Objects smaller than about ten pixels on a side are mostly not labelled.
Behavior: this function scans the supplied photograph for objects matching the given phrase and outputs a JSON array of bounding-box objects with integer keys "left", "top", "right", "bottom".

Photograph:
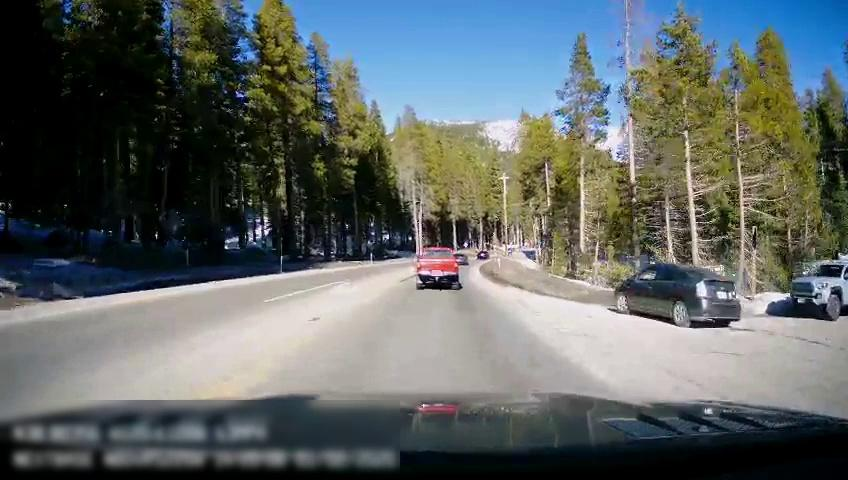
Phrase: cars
[
  {"left": 478, "top": 249, "right": 490, "bottom": 260},
  {"left": 454, "top": 252, "right": 469, "bottom": 266},
  {"left": 613, "top": 260, "right": 743, "bottom": 327}
]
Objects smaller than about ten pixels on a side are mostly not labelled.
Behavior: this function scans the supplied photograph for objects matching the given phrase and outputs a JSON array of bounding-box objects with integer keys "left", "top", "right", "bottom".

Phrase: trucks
[
  {"left": 790, "top": 259, "right": 848, "bottom": 323},
  {"left": 414, "top": 247, "right": 461, "bottom": 292}
]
